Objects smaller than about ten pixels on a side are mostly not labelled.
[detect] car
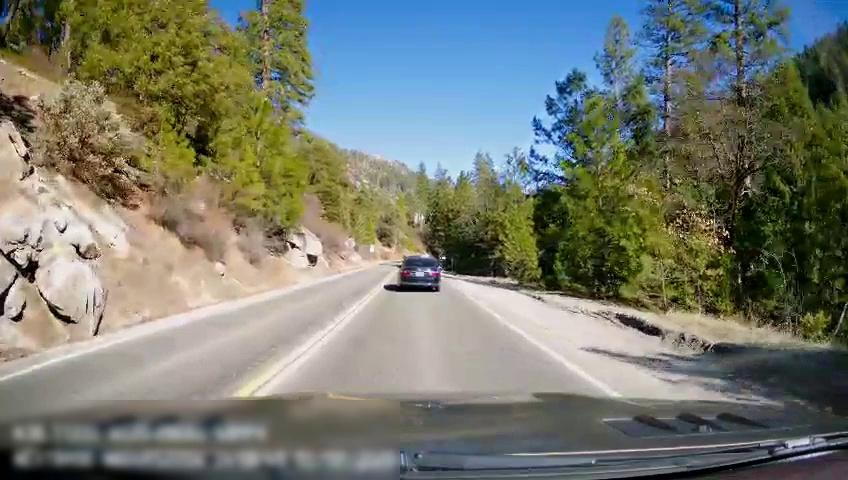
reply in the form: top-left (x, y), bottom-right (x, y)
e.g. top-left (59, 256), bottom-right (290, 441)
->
top-left (397, 254), bottom-right (441, 292)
